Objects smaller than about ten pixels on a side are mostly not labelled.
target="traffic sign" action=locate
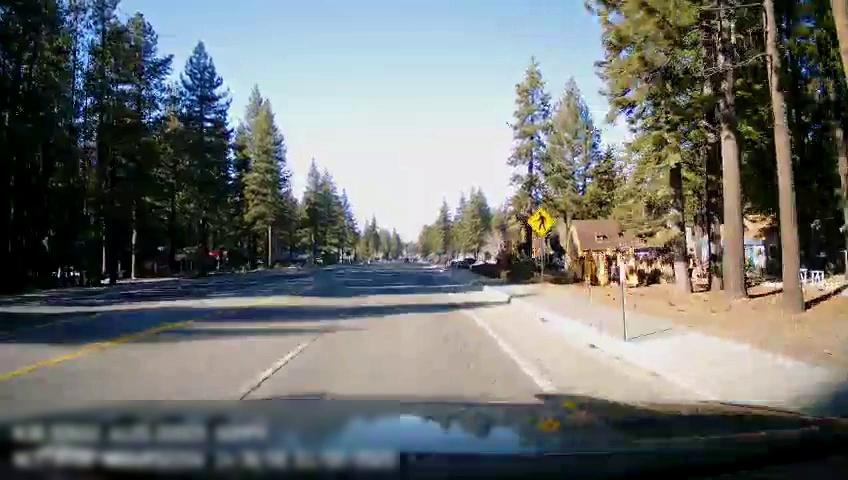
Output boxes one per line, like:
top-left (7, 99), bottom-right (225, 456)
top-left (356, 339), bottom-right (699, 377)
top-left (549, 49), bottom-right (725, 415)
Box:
top-left (528, 208), bottom-right (554, 234)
